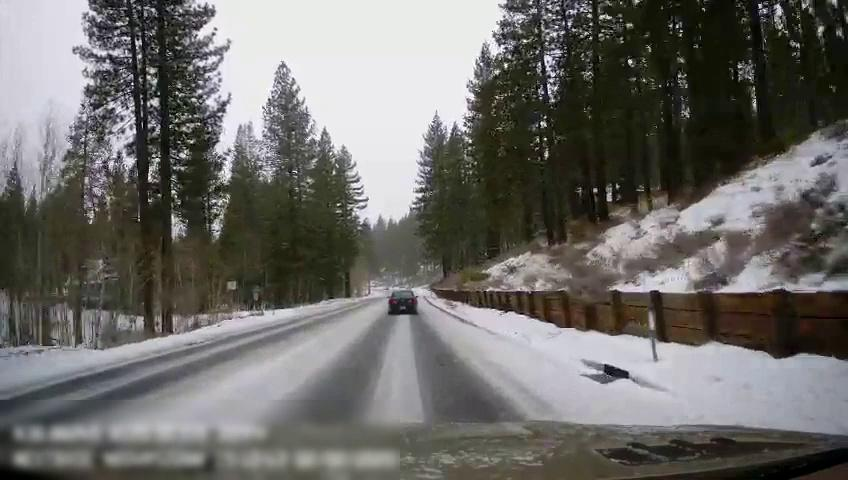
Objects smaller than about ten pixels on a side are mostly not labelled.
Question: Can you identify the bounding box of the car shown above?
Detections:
[387,290,419,315]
